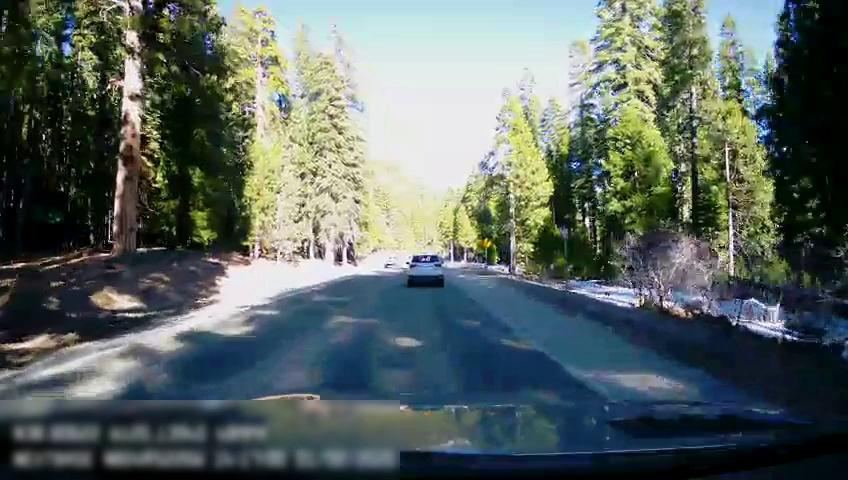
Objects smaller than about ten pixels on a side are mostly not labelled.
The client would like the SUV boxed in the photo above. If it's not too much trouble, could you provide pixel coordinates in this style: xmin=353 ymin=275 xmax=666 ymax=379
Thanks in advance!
xmin=404 ymin=254 xmax=445 ymax=289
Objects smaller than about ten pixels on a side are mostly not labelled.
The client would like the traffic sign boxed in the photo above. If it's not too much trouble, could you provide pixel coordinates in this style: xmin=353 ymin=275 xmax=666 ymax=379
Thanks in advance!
xmin=483 ymin=237 xmax=493 ymax=249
